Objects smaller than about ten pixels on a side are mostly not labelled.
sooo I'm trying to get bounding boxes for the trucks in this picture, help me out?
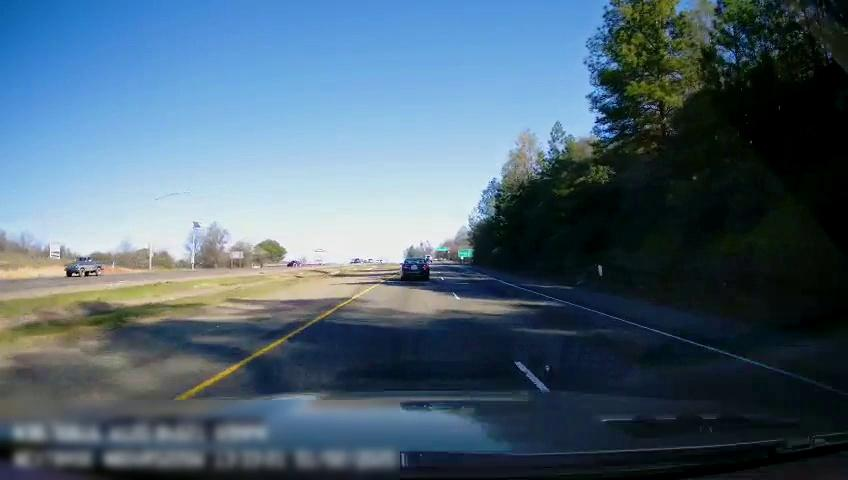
[63,255,104,278]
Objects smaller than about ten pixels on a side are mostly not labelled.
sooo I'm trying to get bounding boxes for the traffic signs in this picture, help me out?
[435,245,449,254]
[459,249,474,258]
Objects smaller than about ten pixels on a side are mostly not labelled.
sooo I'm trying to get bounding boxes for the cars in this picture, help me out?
[400,257,430,281]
